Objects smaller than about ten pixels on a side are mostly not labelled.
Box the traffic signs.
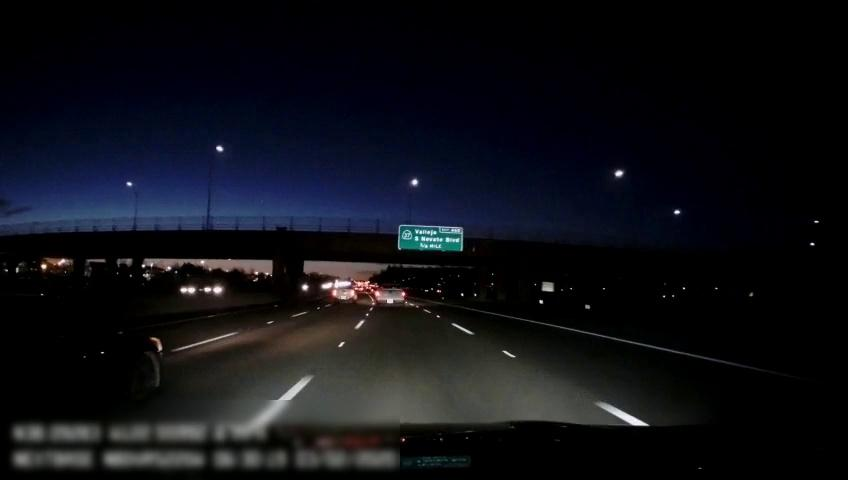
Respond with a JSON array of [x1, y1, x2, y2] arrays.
[[397, 223, 464, 251], [541, 281, 555, 293]]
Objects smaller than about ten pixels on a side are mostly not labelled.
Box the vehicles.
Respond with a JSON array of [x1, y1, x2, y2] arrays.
[[70, 324, 165, 405], [180, 284, 197, 295], [330, 282, 360, 305], [374, 286, 406, 310], [203, 283, 225, 297]]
